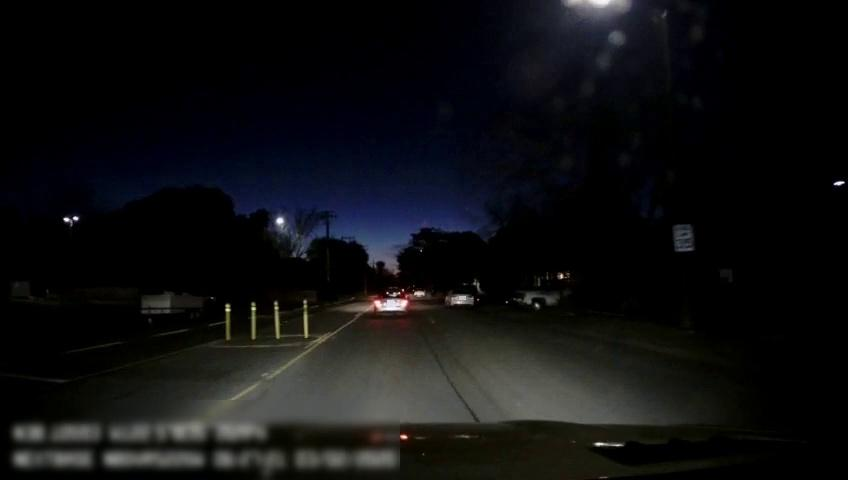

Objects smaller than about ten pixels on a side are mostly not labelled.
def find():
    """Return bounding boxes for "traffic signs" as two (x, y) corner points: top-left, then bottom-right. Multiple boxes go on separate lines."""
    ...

(673, 223), (693, 252)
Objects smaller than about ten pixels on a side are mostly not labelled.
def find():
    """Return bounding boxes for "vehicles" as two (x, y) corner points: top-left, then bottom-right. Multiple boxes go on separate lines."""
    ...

(373, 288), (410, 318)
(445, 289), (475, 308)
(414, 288), (425, 298)
(504, 280), (564, 316)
